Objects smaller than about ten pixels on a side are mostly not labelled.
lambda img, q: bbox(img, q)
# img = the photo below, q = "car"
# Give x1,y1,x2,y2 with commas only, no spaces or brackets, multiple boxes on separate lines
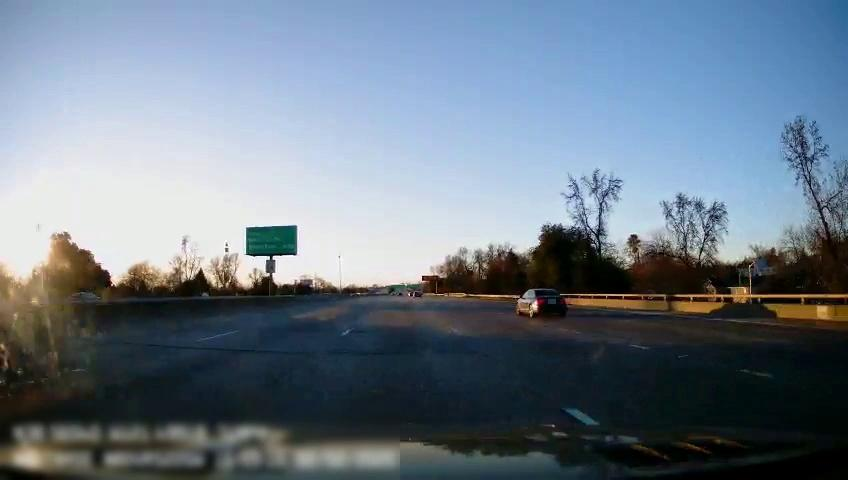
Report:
515,288,568,320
